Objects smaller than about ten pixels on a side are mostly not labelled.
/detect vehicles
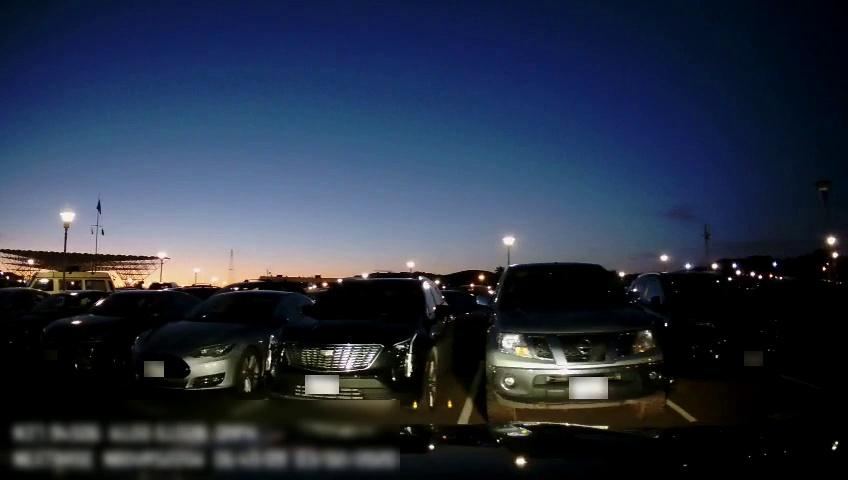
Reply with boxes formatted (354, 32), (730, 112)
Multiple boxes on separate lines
(0, 289), (114, 353)
(0, 285), (51, 318)
(25, 271), (115, 295)
(263, 274), (461, 418)
(618, 269), (783, 378)
(474, 260), (671, 425)
(147, 281), (180, 290)
(37, 288), (203, 374)
(130, 289), (314, 398)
